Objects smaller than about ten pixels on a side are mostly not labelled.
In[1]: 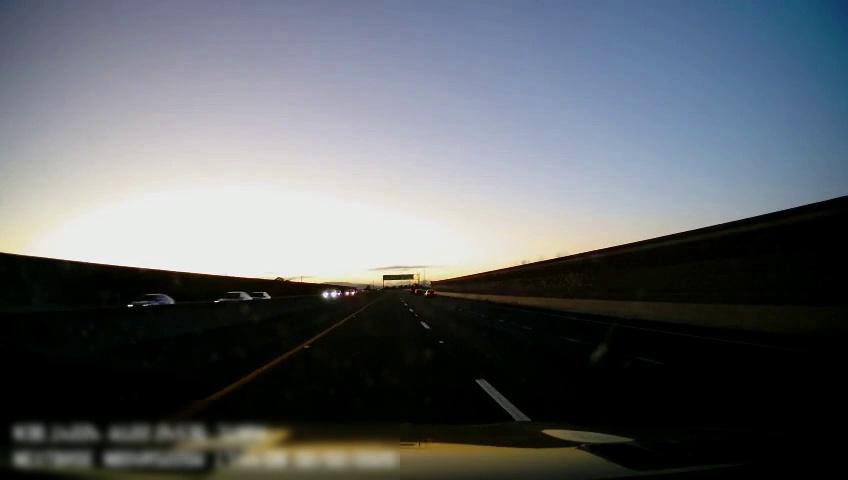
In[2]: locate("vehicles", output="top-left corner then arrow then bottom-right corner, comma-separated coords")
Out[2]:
424,289 -> 437,298
323,290 -> 337,296
213,291 -> 253,303
250,291 -> 272,300
127,293 -> 176,308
